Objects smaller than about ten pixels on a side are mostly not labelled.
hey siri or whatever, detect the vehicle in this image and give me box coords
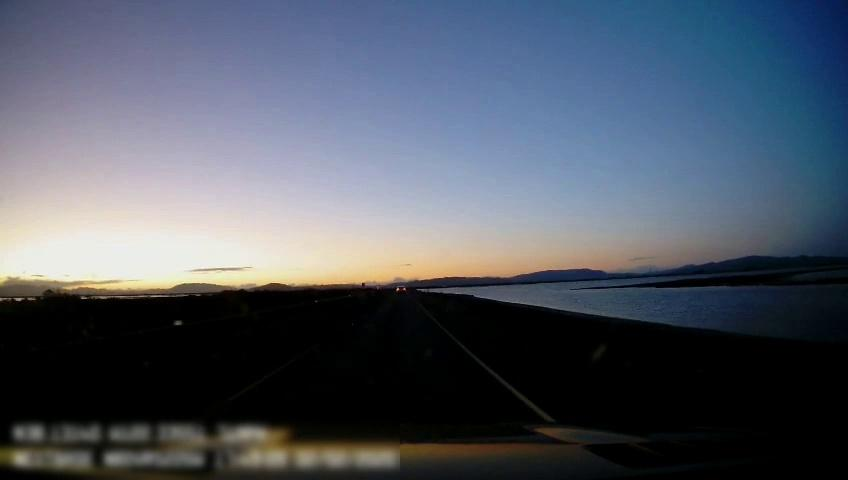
[395,285,407,294]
